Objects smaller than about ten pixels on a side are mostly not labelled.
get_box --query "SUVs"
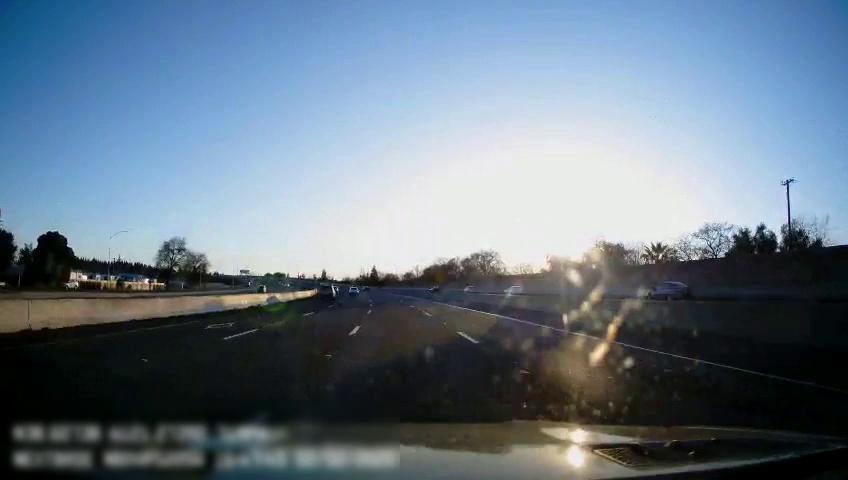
[319,284,336,300]
[60,281,79,292]
[647,282,689,300]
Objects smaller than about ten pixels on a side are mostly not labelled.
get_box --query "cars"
[502,285,524,297]
[427,285,441,294]
[349,286,360,296]
[463,285,478,294]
